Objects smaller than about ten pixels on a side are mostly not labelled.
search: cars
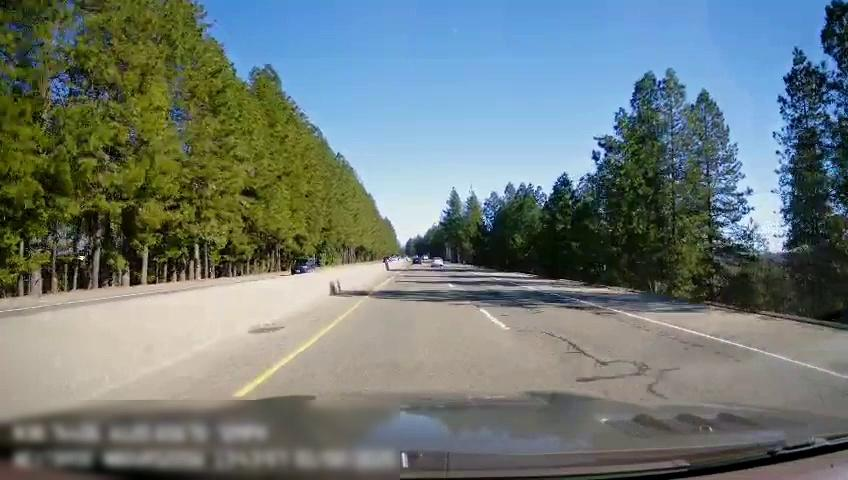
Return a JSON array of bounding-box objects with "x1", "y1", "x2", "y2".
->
[
  {"x1": 290, "y1": 257, "x2": 322, "y2": 276},
  {"x1": 412, "y1": 255, "x2": 423, "y2": 265},
  {"x1": 430, "y1": 257, "x2": 444, "y2": 268}
]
